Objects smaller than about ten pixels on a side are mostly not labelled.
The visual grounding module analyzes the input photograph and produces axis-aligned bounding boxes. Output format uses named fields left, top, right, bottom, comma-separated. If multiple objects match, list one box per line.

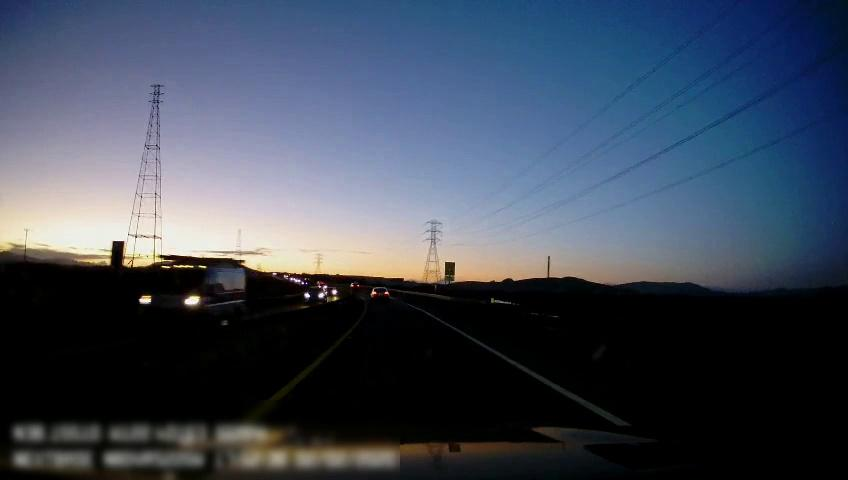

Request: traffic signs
left=444, top=276, right=455, bottom=282
left=445, top=262, right=456, bottom=276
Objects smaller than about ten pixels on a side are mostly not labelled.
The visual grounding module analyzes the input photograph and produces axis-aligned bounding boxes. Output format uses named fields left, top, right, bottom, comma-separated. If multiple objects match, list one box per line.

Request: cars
left=370, top=286, right=390, bottom=301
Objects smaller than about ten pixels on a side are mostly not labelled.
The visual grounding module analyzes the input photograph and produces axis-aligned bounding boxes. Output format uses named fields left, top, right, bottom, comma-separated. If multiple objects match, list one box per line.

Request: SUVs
left=304, top=286, right=327, bottom=305
left=137, top=268, right=248, bottom=329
